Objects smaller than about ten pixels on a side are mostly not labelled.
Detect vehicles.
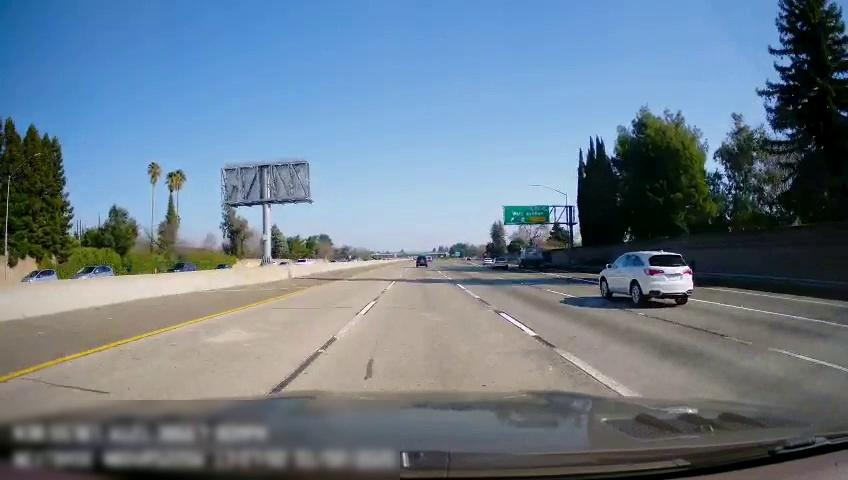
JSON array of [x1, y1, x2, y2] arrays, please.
[[19, 269, 58, 283], [214, 263, 232, 269], [295, 258, 315, 265], [166, 262, 196, 273], [598, 250, 693, 308], [415, 254, 427, 267], [494, 257, 508, 269], [518, 246, 542, 271], [72, 265, 115, 280]]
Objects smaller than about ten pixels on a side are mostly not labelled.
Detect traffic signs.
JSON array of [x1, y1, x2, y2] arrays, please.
[[503, 204, 550, 225]]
